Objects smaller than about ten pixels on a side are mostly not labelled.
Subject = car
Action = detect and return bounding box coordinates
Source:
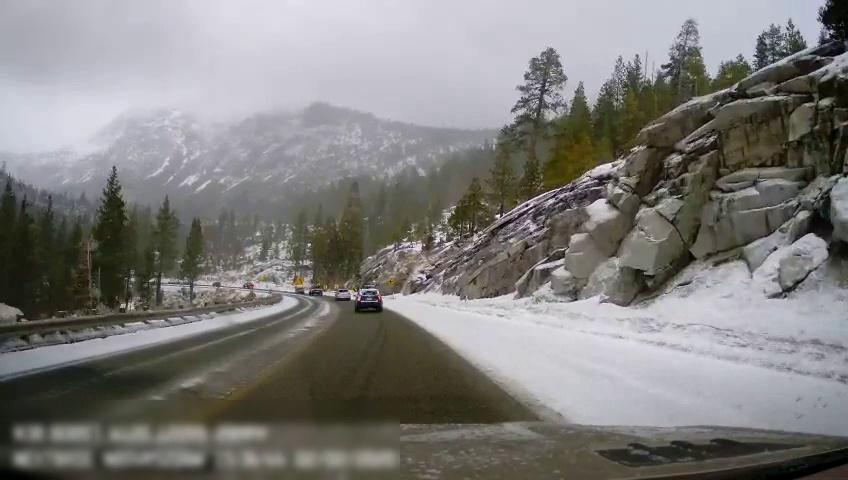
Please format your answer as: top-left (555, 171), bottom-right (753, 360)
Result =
top-left (334, 288), bottom-right (351, 302)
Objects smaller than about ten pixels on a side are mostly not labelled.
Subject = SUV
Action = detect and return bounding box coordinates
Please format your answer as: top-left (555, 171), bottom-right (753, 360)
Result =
top-left (353, 284), bottom-right (383, 313)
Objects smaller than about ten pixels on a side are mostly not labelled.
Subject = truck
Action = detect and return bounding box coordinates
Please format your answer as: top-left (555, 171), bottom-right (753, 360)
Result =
top-left (309, 284), bottom-right (324, 296)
